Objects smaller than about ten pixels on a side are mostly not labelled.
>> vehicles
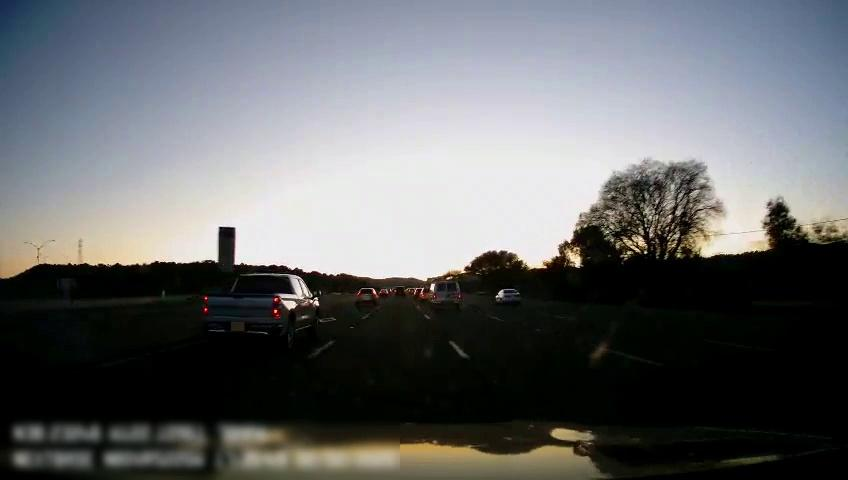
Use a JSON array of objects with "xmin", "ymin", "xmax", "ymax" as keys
[
  {"xmin": 355, "ymin": 288, "xmax": 379, "ymax": 308},
  {"xmin": 419, "ymin": 286, "xmax": 429, "ymax": 301},
  {"xmin": 201, "ymin": 272, "xmax": 321, "ymax": 360},
  {"xmin": 413, "ymin": 287, "xmax": 422, "ymax": 299},
  {"xmin": 495, "ymin": 288, "xmax": 521, "ymax": 305},
  {"xmin": 394, "ymin": 285, "xmax": 406, "ymax": 297},
  {"xmin": 428, "ymin": 281, "xmax": 461, "ymax": 307}
]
